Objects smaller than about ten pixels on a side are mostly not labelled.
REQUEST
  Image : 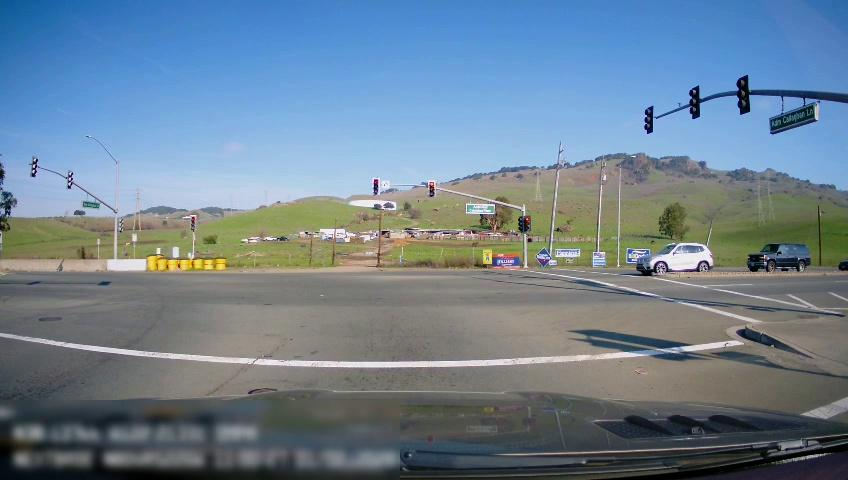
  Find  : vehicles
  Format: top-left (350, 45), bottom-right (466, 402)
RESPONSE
top-left (746, 243), bottom-right (812, 273)
top-left (636, 242), bottom-right (714, 276)
top-left (838, 261), bottom-right (848, 272)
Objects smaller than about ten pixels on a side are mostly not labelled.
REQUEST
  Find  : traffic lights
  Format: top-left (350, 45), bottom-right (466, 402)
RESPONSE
top-left (117, 215), bottom-right (125, 233)
top-left (643, 104), bottom-right (655, 135)
top-left (30, 156), bottom-right (40, 178)
top-left (687, 84), bottom-right (702, 120)
top-left (735, 74), bottom-right (751, 115)
top-left (517, 215), bottom-right (525, 232)
top-left (426, 178), bottom-right (437, 197)
top-left (523, 214), bottom-right (533, 232)
top-left (189, 214), bottom-right (198, 232)
top-left (371, 176), bottom-right (382, 196)
top-left (66, 168), bottom-right (75, 190)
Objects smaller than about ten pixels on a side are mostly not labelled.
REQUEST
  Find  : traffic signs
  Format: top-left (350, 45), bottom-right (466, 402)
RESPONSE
top-left (81, 199), bottom-right (101, 209)
top-left (464, 201), bottom-right (497, 216)
top-left (768, 100), bottom-right (821, 135)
